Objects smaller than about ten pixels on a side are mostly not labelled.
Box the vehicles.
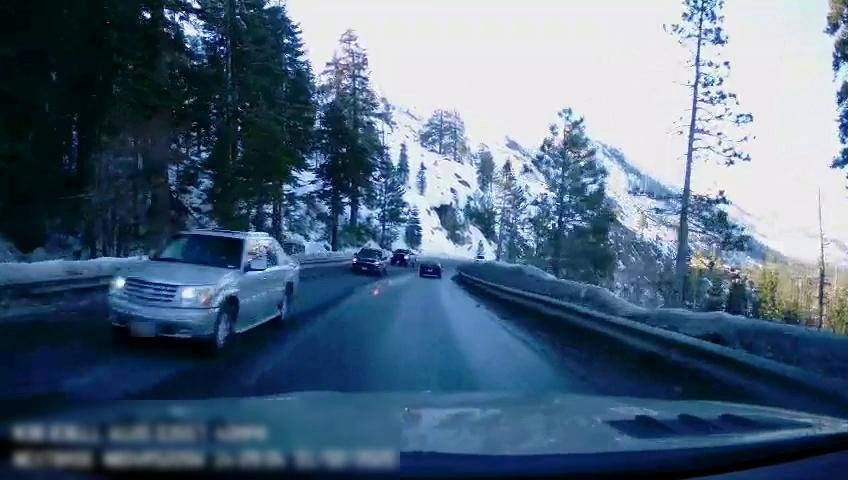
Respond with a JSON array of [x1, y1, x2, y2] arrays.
[[417, 259, 443, 280], [352, 248, 388, 273], [471, 254, 489, 266], [104, 230, 300, 364], [390, 248, 412, 265]]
